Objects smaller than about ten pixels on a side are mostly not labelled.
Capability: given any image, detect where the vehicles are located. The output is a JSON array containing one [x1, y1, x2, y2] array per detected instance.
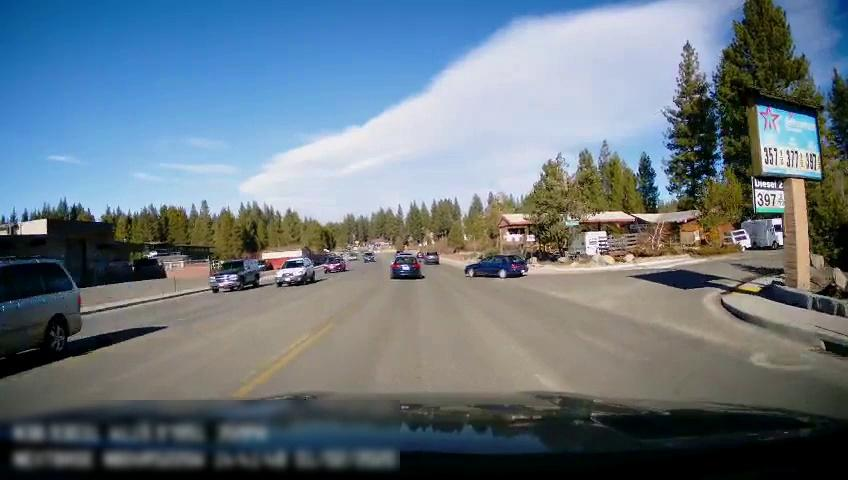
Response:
[[274, 257, 317, 287], [425, 252, 440, 264], [390, 257, 420, 280], [362, 252, 377, 263], [742, 217, 784, 250], [0, 256, 83, 360], [464, 254, 525, 279], [719, 229, 751, 248], [209, 258, 260, 293], [324, 256, 346, 275]]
